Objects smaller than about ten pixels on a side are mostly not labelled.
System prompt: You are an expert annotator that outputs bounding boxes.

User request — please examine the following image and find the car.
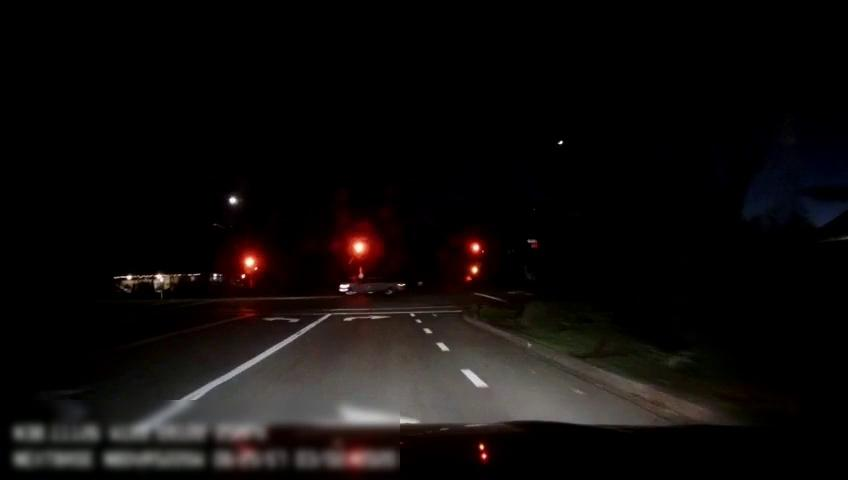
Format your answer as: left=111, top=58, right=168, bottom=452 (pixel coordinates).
left=338, top=276, right=407, bottom=297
